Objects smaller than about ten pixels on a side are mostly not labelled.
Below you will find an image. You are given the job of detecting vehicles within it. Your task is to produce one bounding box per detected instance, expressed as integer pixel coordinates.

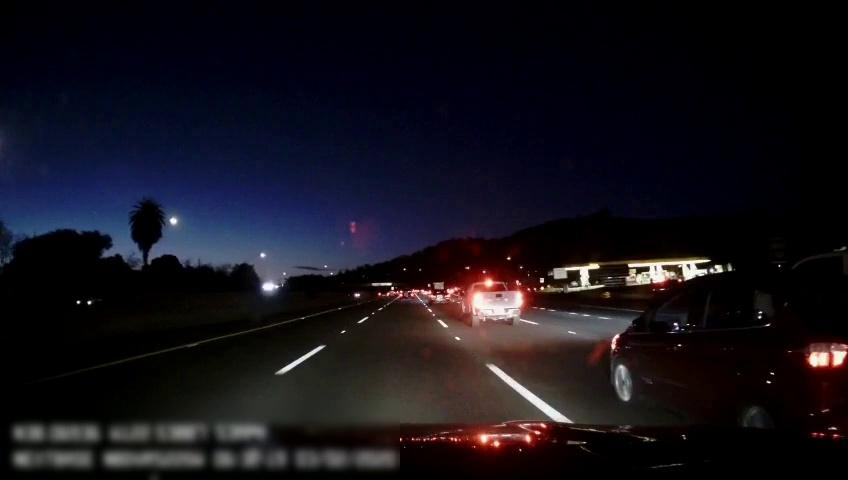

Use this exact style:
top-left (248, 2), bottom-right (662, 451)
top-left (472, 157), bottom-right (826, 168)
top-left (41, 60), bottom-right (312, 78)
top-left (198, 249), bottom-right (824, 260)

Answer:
top-left (398, 290), bottom-right (414, 301)
top-left (609, 268), bottom-right (848, 440)
top-left (434, 282), bottom-right (444, 289)
top-left (785, 249), bottom-right (848, 279)
top-left (461, 281), bottom-right (522, 328)
top-left (76, 296), bottom-right (105, 306)
top-left (378, 289), bottom-right (390, 298)
top-left (429, 291), bottom-right (449, 306)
